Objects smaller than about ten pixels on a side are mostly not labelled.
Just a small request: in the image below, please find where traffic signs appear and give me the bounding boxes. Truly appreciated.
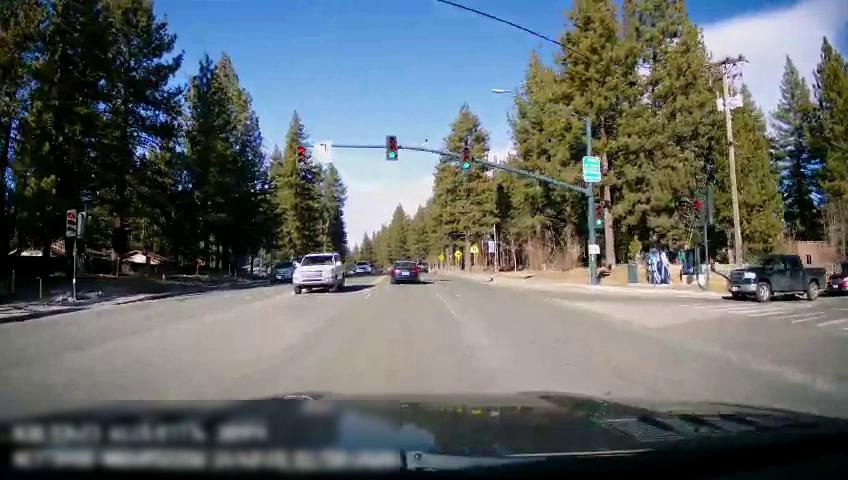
[316,142,333,161]
[581,154,603,184]
[469,244,480,255]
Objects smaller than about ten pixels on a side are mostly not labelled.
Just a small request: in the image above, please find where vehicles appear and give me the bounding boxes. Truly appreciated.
[729,256,825,303]
[268,262,296,286]
[391,261,422,285]
[418,264,429,274]
[827,272,848,296]
[293,253,345,295]
[353,264,371,277]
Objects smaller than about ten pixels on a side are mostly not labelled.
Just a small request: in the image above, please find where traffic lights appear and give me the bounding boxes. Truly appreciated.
[592,216,603,230]
[65,210,78,238]
[691,192,706,223]
[462,148,477,176]
[296,146,307,166]
[384,136,400,161]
